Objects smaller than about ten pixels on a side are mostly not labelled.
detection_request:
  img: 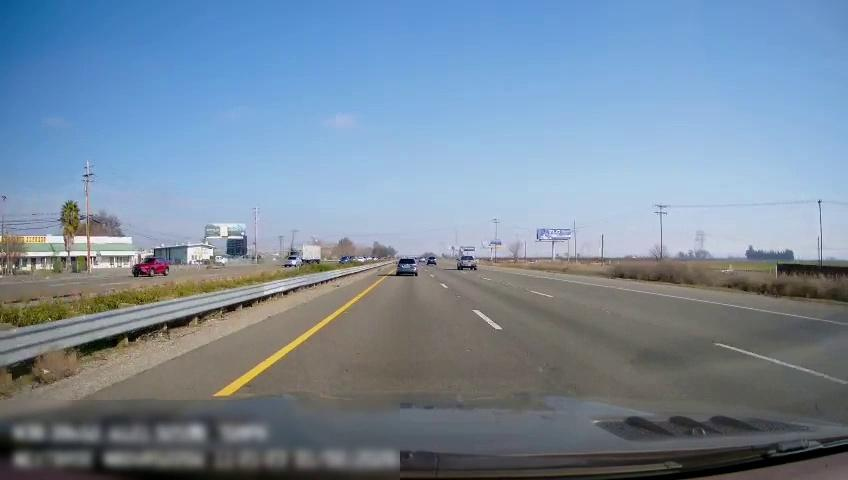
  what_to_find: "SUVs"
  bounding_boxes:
[395,258,419,277]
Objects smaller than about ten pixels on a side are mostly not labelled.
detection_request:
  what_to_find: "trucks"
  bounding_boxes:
[288,244,321,265]
[196,255,226,267]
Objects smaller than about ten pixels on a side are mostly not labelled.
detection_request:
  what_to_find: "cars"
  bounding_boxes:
[130,256,170,278]
[283,255,303,268]
[456,255,477,271]
[337,256,352,264]
[426,256,438,266]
